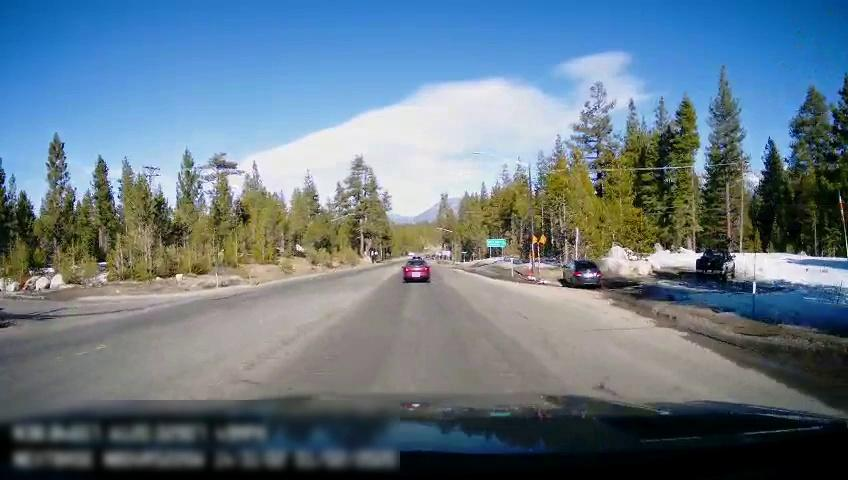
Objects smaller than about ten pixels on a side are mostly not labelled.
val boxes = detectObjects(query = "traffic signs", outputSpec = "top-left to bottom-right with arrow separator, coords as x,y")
532,232 -> 545,247
486,239 -> 507,248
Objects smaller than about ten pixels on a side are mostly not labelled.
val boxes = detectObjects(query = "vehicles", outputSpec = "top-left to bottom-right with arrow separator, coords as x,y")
561,259 -> 605,289
403,260 -> 432,281
410,255 -> 423,261
694,247 -> 737,283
